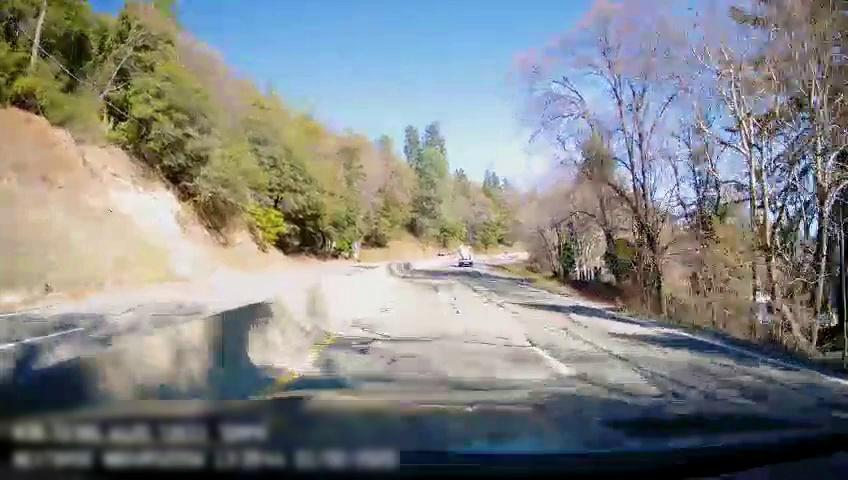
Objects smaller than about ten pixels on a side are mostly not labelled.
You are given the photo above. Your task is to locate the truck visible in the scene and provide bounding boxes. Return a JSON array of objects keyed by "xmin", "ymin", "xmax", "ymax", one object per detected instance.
[{"xmin": 457, "ymin": 245, "xmax": 474, "ymax": 267}]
